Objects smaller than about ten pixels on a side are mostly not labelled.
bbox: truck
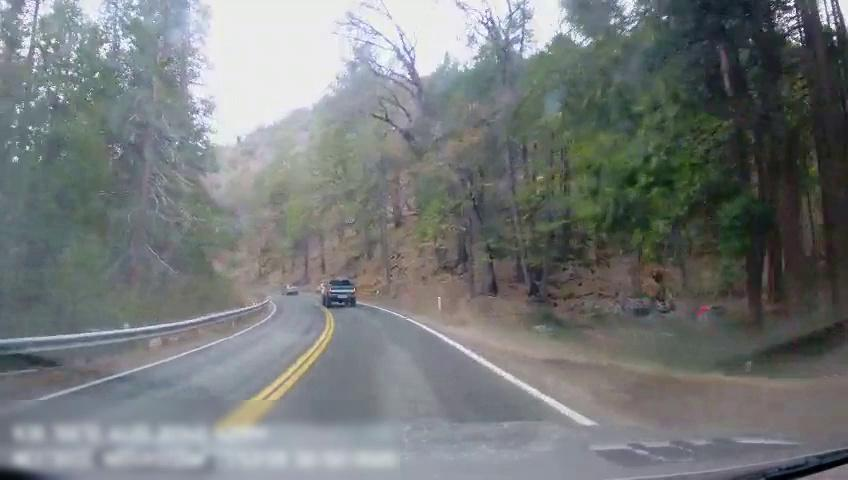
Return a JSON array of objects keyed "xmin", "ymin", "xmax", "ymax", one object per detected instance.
[{"xmin": 321, "ymin": 278, "xmax": 357, "ymax": 309}]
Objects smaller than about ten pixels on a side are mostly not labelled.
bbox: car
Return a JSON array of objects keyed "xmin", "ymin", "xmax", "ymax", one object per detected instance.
[{"xmin": 283, "ymin": 284, "xmax": 299, "ymax": 295}]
